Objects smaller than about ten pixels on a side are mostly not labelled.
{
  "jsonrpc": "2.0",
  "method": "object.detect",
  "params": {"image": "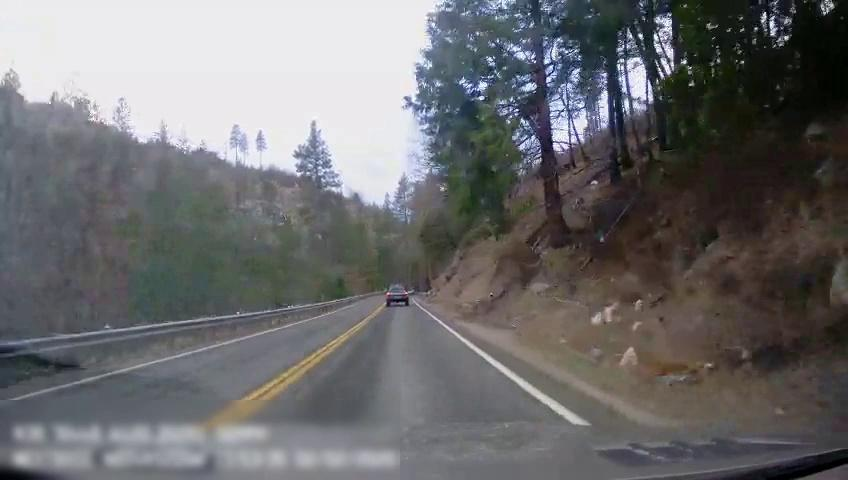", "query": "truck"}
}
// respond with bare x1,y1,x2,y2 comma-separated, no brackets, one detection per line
385,283,409,307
